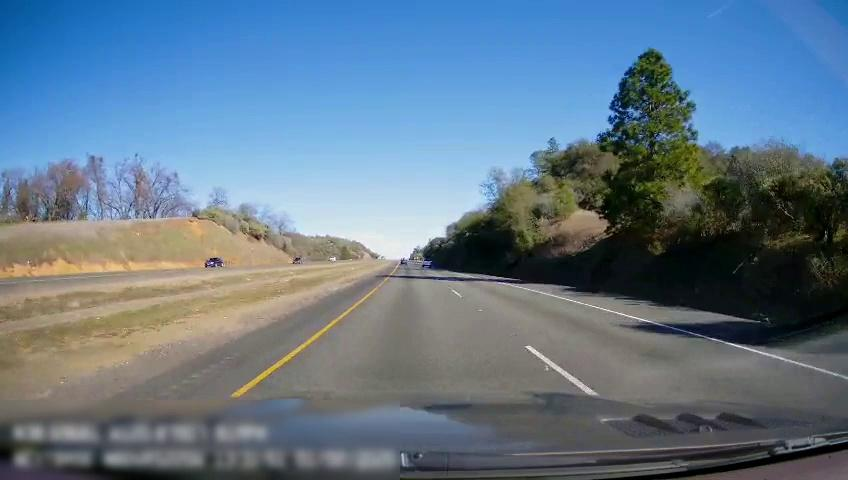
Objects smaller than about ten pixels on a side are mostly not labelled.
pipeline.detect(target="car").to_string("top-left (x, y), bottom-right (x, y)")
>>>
top-left (203, 257), bottom-right (225, 268)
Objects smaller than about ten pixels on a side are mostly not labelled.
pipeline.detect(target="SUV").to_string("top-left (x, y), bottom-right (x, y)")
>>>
top-left (422, 259), bottom-right (433, 268)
